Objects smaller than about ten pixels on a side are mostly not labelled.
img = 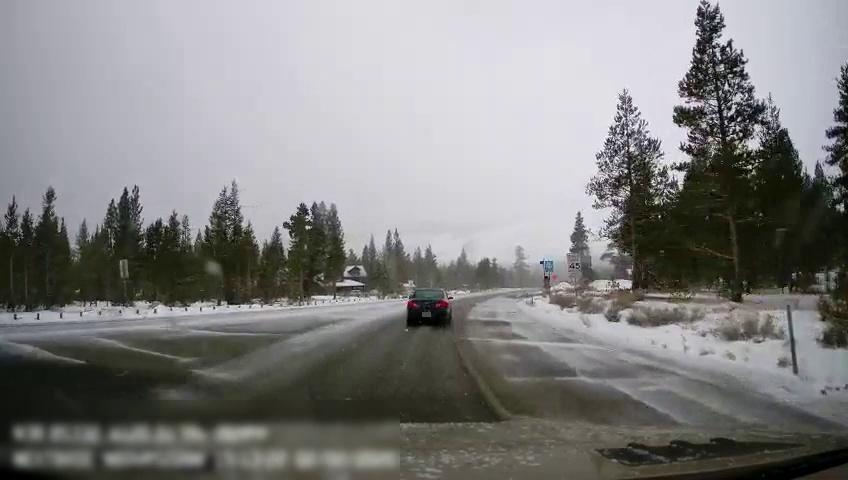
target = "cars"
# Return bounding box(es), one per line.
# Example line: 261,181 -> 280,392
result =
407,288 -> 454,325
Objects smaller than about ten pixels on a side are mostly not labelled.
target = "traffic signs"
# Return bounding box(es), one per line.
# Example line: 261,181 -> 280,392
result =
545,261 -> 554,272
567,254 -> 581,272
